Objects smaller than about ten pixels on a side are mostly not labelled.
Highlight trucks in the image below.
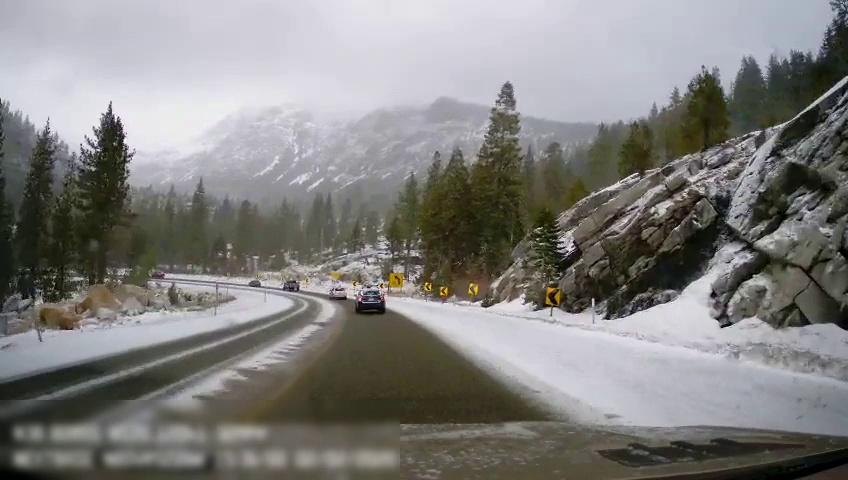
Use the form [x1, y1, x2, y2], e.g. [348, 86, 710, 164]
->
[283, 279, 300, 292]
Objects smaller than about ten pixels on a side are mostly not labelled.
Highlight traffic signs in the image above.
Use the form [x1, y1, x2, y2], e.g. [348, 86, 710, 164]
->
[388, 273, 404, 288]
[468, 282, 479, 295]
[545, 286, 561, 307]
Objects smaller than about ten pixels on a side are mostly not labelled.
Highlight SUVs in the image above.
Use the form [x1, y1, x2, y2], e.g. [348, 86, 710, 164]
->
[354, 285, 386, 314]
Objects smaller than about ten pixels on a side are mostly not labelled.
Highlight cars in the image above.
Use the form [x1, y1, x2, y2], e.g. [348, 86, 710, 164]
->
[329, 287, 347, 301]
